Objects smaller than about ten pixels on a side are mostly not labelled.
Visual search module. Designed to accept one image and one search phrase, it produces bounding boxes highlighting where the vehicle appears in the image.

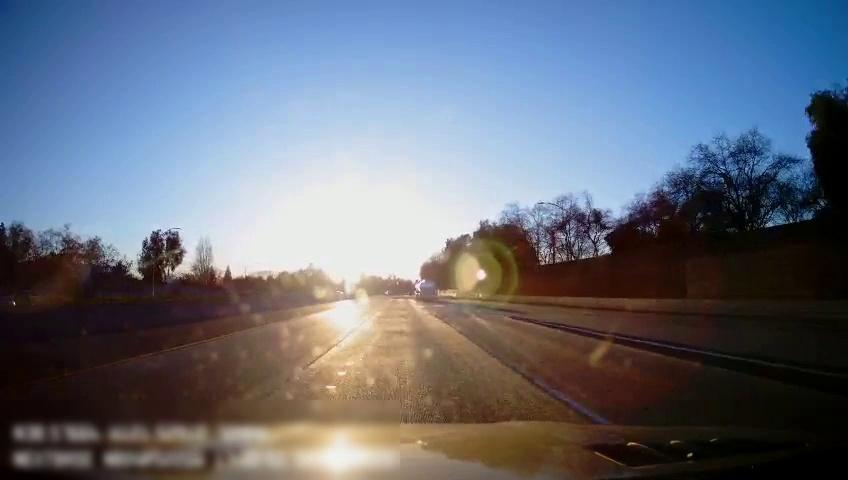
[415,279,436,302]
